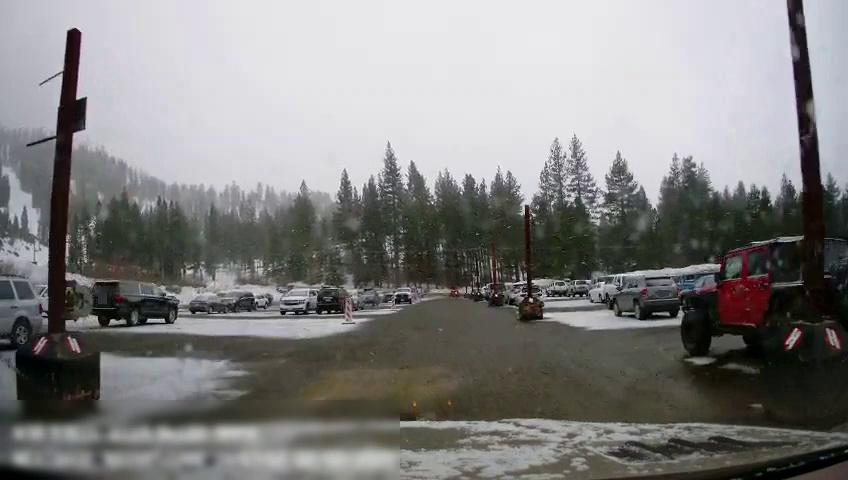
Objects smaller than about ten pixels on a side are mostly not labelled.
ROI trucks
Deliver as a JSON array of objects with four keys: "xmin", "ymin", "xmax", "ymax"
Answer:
[{"xmin": 393, "ymin": 287, "xmax": 411, "ymax": 305}]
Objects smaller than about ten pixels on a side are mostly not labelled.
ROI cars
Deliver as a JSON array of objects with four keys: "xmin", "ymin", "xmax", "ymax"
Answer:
[
  {"xmin": 506, "ymin": 284, "xmax": 545, "ymax": 307},
  {"xmin": 589, "ymin": 281, "xmax": 606, "ymax": 304},
  {"xmin": 189, "ymin": 296, "xmax": 229, "ymax": 314}
]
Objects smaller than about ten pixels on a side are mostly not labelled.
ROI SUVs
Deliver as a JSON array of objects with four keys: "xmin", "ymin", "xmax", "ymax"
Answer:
[
  {"xmin": 280, "ymin": 287, "xmax": 320, "ymax": 316},
  {"xmin": 222, "ymin": 290, "xmax": 257, "ymax": 311},
  {"xmin": 89, "ymin": 280, "xmax": 181, "ymax": 328},
  {"xmin": 605, "ymin": 273, "xmax": 630, "ymax": 310},
  {"xmin": 0, "ymin": 275, "xmax": 45, "ymax": 348},
  {"xmin": 567, "ymin": 279, "xmax": 588, "ymax": 297},
  {"xmin": 679, "ymin": 235, "xmax": 848, "ymax": 359},
  {"xmin": 546, "ymin": 280, "xmax": 569, "ymax": 297},
  {"xmin": 317, "ymin": 285, "xmax": 350, "ymax": 315},
  {"xmin": 612, "ymin": 274, "xmax": 680, "ymax": 322}
]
